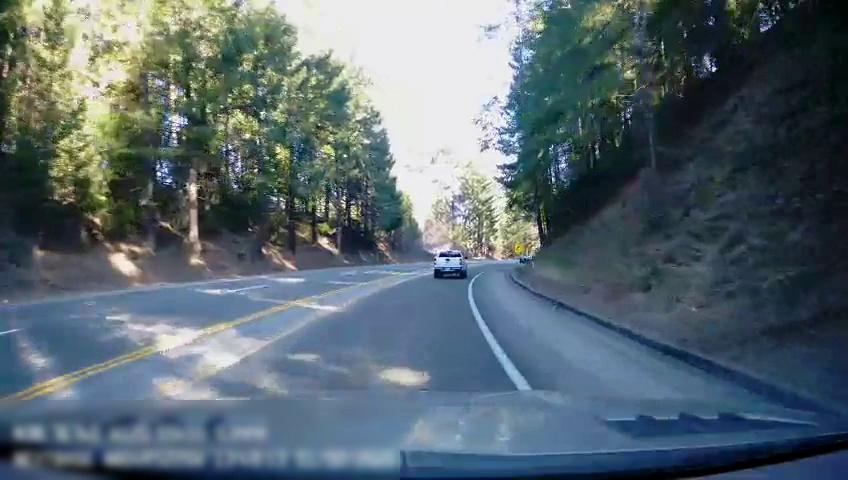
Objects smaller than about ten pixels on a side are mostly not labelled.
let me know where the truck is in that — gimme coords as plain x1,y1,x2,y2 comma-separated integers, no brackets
432,250,469,279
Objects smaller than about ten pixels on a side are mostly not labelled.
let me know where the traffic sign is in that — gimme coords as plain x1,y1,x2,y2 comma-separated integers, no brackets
514,244,525,254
